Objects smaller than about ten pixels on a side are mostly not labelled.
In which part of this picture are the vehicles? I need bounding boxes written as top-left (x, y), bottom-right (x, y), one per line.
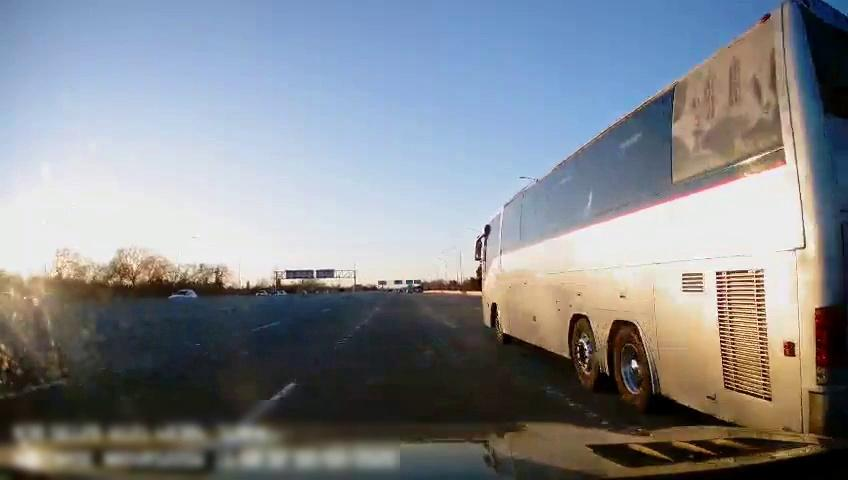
top-left (475, 0), bottom-right (848, 441)
top-left (255, 290), bottom-right (269, 297)
top-left (168, 288), bottom-right (197, 300)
